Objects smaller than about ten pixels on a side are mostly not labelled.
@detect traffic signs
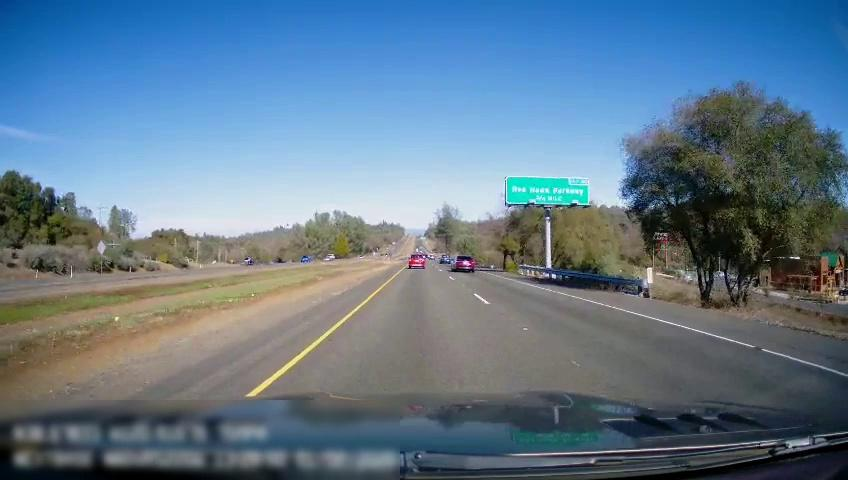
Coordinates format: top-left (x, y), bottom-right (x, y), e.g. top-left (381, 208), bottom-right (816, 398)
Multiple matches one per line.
top-left (505, 175), bottom-right (592, 208)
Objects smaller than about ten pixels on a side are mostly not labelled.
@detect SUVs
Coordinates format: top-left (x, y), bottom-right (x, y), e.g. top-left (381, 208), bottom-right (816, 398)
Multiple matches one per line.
top-left (438, 254), bottom-right (451, 264)
top-left (406, 255), bottom-right (425, 271)
top-left (449, 254), bottom-right (477, 274)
